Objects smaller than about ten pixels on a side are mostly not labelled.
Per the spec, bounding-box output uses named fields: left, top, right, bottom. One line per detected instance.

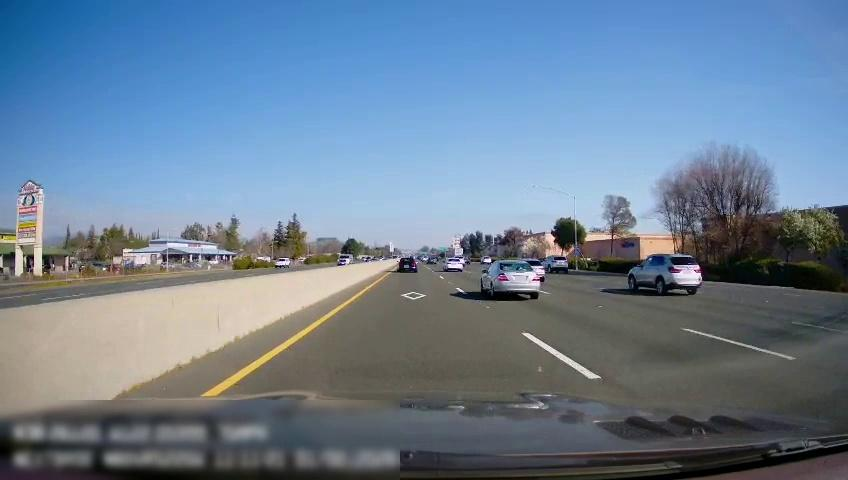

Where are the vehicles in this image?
left=426, top=256, right=438, bottom=264
left=456, top=256, right=466, bottom=266
left=274, top=257, right=290, bottom=269
left=396, top=255, right=418, bottom=273
left=543, top=255, right=569, bottom=275
left=625, top=254, right=702, bottom=295
left=480, top=255, right=492, bottom=264
left=444, top=256, right=464, bottom=272
left=526, top=258, right=546, bottom=282
left=337, top=253, right=353, bottom=267
left=480, top=259, right=540, bottom=300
